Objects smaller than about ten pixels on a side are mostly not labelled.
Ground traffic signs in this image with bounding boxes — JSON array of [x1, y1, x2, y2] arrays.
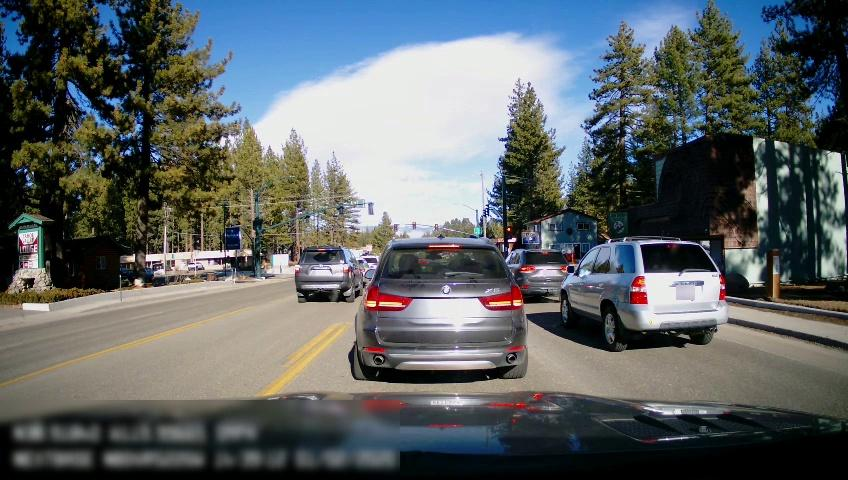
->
[[472, 224, 482, 236]]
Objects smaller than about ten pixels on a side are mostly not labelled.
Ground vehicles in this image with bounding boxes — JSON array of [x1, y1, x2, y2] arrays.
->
[[295, 247, 363, 302], [506, 249, 572, 304], [186, 260, 203, 270], [354, 241, 527, 379], [560, 237, 729, 352], [360, 254, 379, 267], [360, 260, 370, 286], [128, 267, 155, 280]]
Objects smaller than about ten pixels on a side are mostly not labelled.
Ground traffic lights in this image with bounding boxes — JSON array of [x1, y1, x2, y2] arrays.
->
[[368, 203, 374, 216], [337, 205, 342, 216], [506, 227, 512, 239], [484, 204, 490, 218]]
